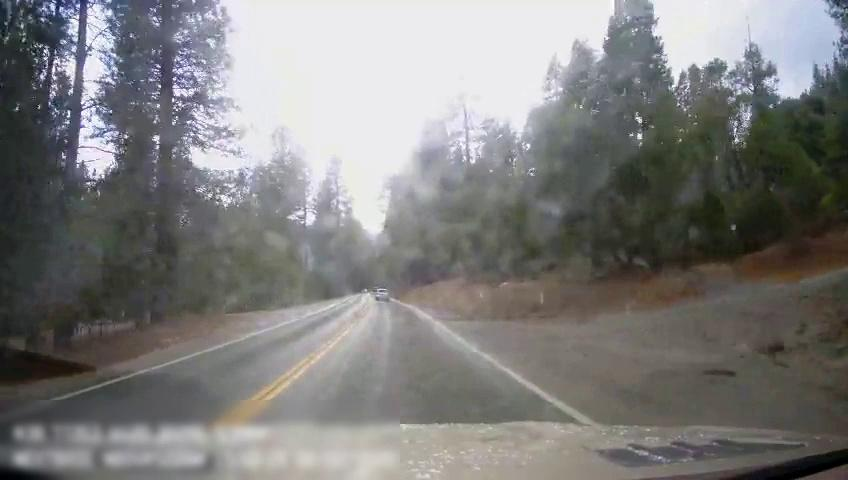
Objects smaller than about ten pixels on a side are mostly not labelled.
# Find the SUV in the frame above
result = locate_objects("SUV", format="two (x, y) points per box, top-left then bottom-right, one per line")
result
(374, 288), (391, 302)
